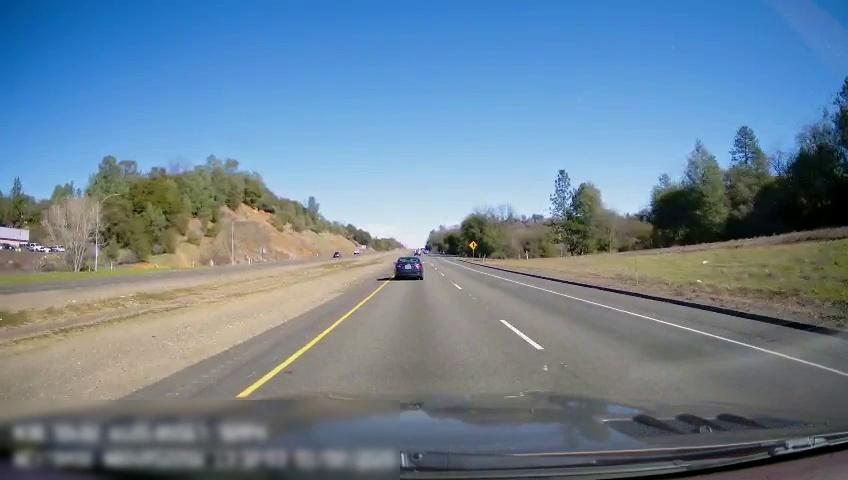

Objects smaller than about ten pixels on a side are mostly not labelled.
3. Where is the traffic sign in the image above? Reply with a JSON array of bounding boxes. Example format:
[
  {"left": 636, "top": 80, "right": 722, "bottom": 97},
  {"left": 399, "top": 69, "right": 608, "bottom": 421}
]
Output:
[{"left": 469, "top": 240, "right": 479, "bottom": 251}]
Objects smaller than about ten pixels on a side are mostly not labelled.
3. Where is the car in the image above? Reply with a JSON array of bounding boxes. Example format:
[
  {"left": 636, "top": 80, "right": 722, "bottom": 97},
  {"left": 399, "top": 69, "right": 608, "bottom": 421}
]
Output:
[{"left": 393, "top": 256, "right": 425, "bottom": 281}]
